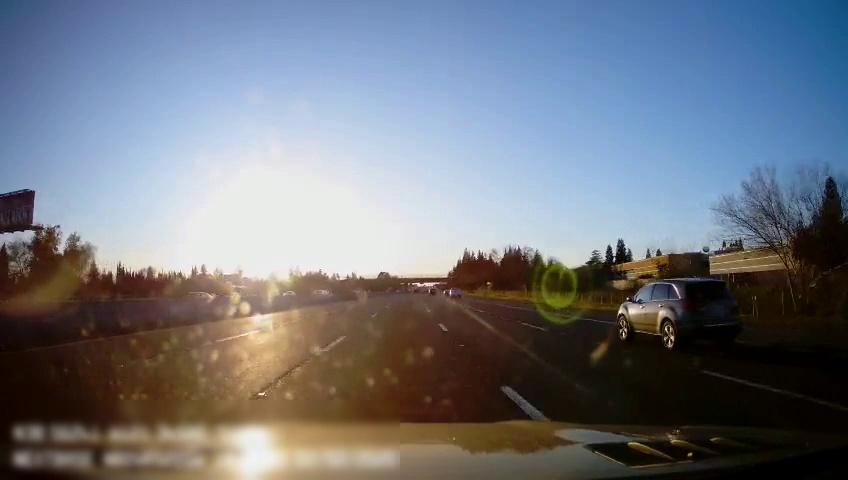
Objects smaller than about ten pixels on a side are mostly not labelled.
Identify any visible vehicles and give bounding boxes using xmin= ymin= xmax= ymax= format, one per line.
xmin=614 ymin=277 xmax=745 ymax=353
xmin=448 ymin=287 xmax=462 ymax=299
xmin=282 ymin=290 xmax=297 ymax=297
xmin=180 ymin=291 xmax=214 ymax=299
